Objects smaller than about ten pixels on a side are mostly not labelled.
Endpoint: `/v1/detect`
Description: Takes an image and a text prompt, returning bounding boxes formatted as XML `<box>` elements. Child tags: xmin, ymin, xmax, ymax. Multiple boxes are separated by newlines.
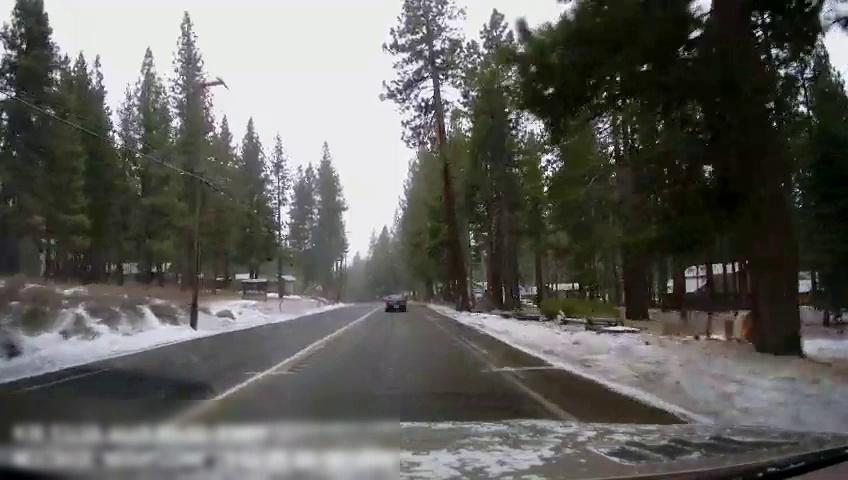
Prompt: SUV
<box><xmin>383</xmin><ymin>293</ymin><xmax>407</xmax><ymax>312</ymax></box>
